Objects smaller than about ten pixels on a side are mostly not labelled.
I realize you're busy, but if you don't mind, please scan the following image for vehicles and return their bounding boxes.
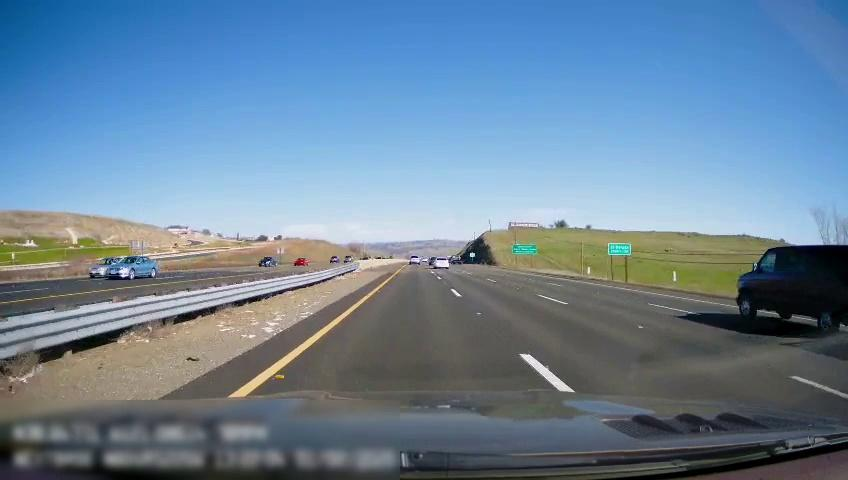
[329,256,340,263]
[451,255,462,265]
[104,256,158,280]
[736,244,848,338]
[408,255,420,265]
[293,257,310,266]
[257,257,279,268]
[433,257,449,269]
[89,257,121,277]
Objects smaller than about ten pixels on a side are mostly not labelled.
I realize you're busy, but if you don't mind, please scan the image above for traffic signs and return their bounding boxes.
[512,243,538,255]
[607,242,632,256]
